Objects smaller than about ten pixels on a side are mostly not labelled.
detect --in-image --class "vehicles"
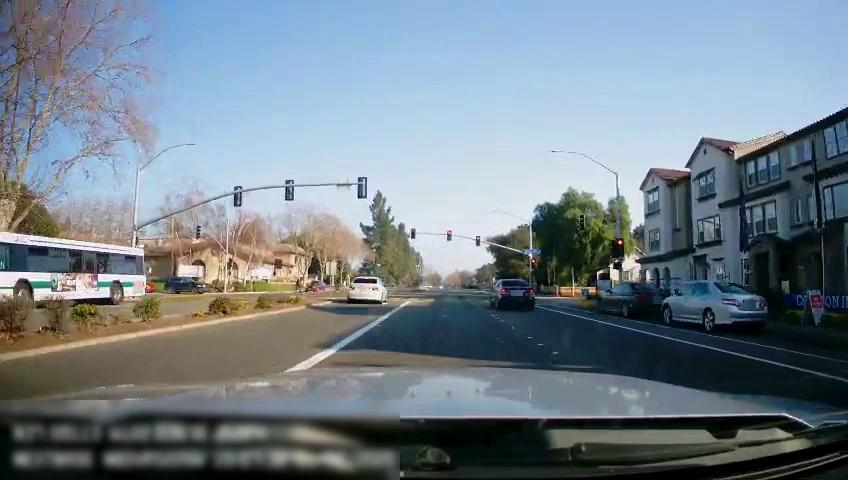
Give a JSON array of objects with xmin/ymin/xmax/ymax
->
[
  {"xmin": 658, "ymin": 277, "xmax": 768, "ymax": 334},
  {"xmin": 145, "ymin": 280, "xmax": 156, "ymax": 294},
  {"xmin": 488, "ymin": 277, "xmax": 536, "ymax": 309},
  {"xmin": 348, "ymin": 275, "xmax": 387, "ymax": 304},
  {"xmin": 164, "ymin": 274, "xmax": 208, "ymax": 293},
  {"xmin": 0, "ymin": 230, "xmax": 148, "ymax": 306},
  {"xmin": 593, "ymin": 279, "xmax": 659, "ymax": 319}
]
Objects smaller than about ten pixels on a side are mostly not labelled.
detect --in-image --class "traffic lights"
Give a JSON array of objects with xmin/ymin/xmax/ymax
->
[
  {"xmin": 615, "ymin": 237, "xmax": 626, "ymax": 257},
  {"xmin": 579, "ymin": 213, "xmax": 586, "ymax": 232},
  {"xmin": 284, "ymin": 178, "xmax": 297, "ymax": 202},
  {"xmin": 531, "ymin": 256, "xmax": 538, "ymax": 269},
  {"xmin": 447, "ymin": 229, "xmax": 453, "ymax": 242},
  {"xmin": 232, "ymin": 184, "xmax": 244, "ymax": 208},
  {"xmin": 194, "ymin": 223, "xmax": 203, "ymax": 239},
  {"xmin": 356, "ymin": 175, "xmax": 369, "ymax": 200},
  {"xmin": 475, "ymin": 235, "xmax": 481, "ymax": 248},
  {"xmin": 410, "ymin": 227, "xmax": 417, "ymax": 241}
]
